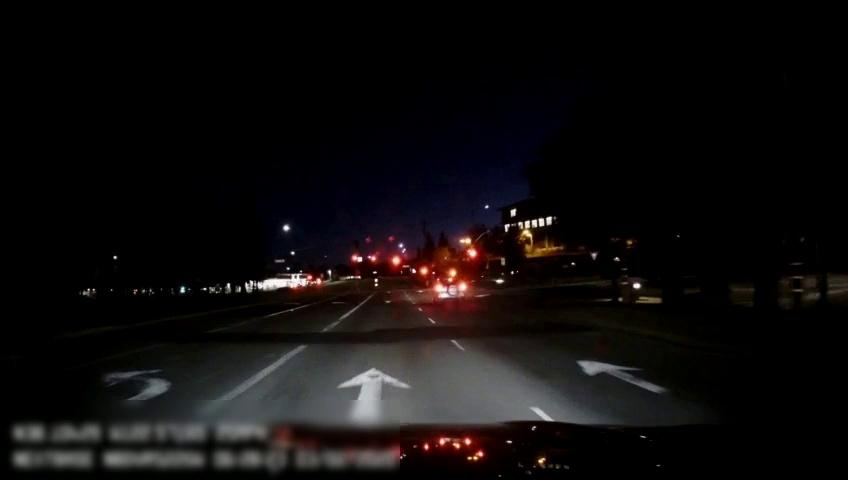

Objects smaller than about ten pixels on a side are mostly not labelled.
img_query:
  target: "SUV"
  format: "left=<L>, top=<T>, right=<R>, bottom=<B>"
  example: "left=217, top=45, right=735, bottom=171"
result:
left=431, top=276, right=468, bottom=307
